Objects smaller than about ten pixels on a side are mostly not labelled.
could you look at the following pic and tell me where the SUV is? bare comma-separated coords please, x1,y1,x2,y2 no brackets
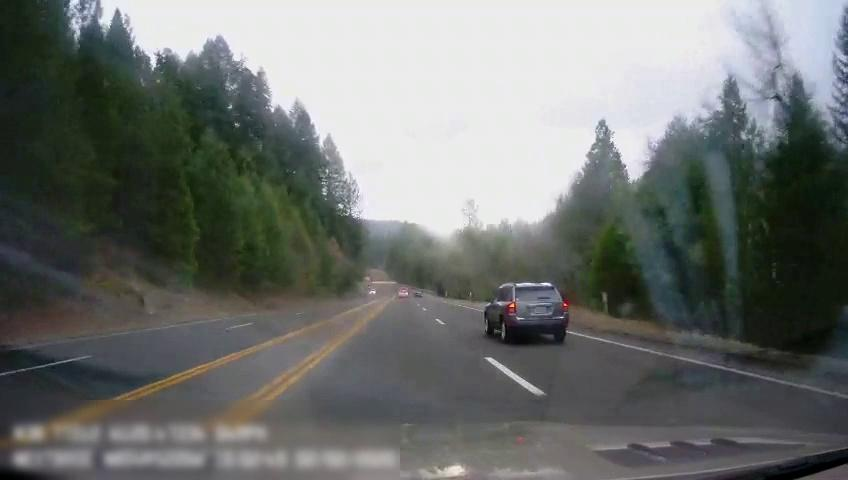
483,283,569,345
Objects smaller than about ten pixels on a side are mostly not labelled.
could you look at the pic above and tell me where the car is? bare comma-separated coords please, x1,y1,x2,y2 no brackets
398,288,409,298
